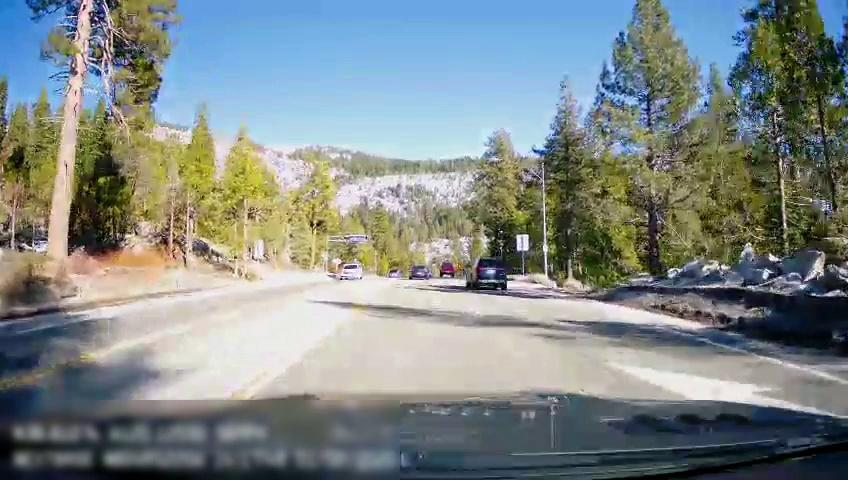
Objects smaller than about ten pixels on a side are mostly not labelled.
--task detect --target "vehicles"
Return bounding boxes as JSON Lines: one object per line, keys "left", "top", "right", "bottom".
{"left": 337, "top": 263, "right": 363, "bottom": 281}
{"left": 439, "top": 263, "right": 455, "bottom": 278}
{"left": 388, "top": 269, "right": 400, "bottom": 279}
{"left": 408, "top": 265, "right": 429, "bottom": 280}
{"left": 465, "top": 257, "right": 508, "bottom": 290}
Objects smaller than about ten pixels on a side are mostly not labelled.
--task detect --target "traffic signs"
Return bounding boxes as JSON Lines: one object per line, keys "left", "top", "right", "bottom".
{"left": 516, "top": 234, "right": 529, "bottom": 252}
